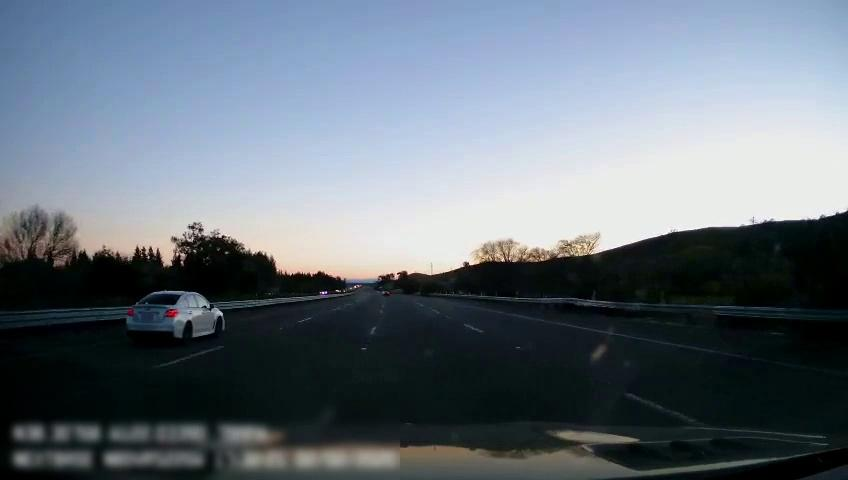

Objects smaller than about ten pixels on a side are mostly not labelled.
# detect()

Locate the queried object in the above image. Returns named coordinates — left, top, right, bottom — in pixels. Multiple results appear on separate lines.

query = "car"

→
left=126, top=290, right=224, bottom=349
